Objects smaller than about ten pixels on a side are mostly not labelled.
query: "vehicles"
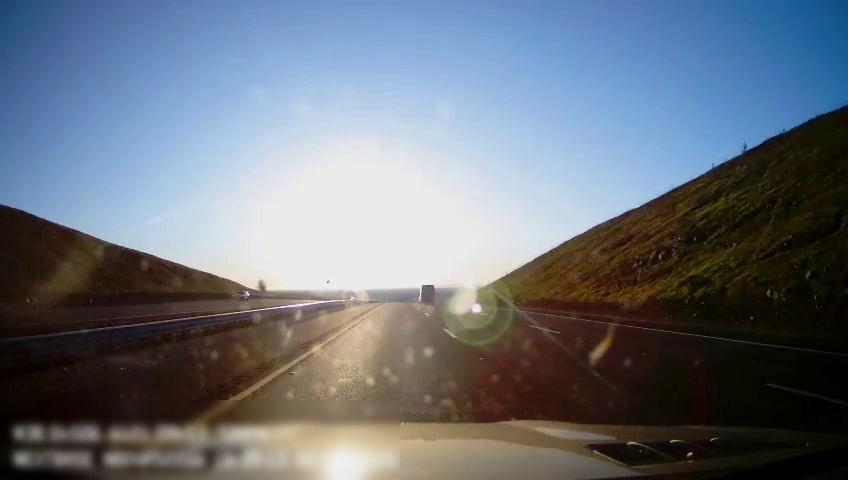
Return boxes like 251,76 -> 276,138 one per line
421,285 -> 435,305
233,291 -> 250,302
